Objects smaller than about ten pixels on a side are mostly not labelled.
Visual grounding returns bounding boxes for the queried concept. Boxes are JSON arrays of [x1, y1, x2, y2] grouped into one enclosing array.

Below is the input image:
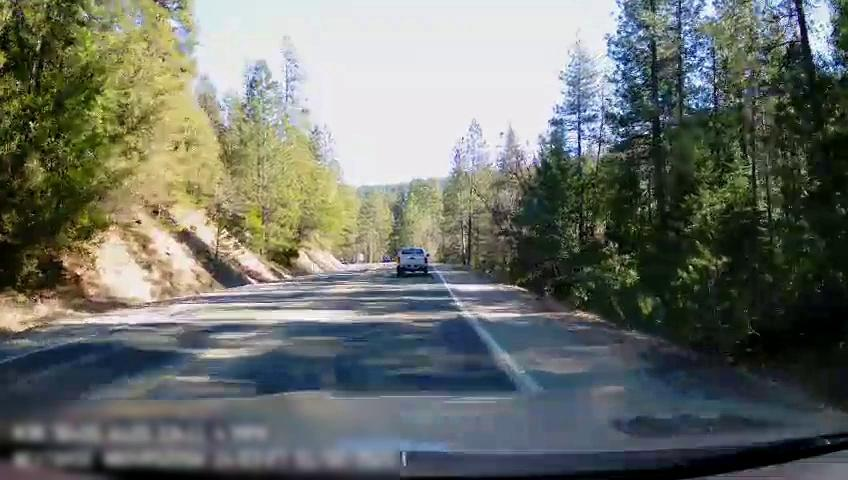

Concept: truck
[[396, 247, 431, 276]]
